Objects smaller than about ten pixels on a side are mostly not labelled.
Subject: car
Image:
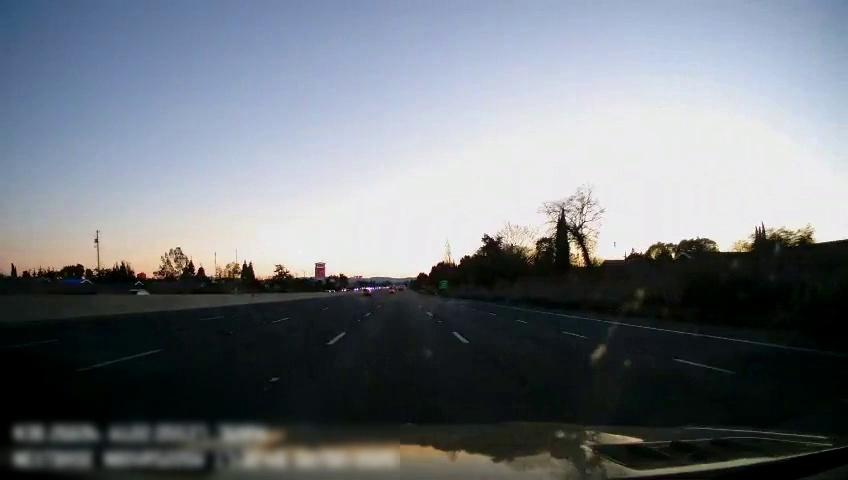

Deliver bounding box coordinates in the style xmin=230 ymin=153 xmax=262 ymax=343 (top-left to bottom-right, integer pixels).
xmin=125 ymin=289 xmax=150 ymax=297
